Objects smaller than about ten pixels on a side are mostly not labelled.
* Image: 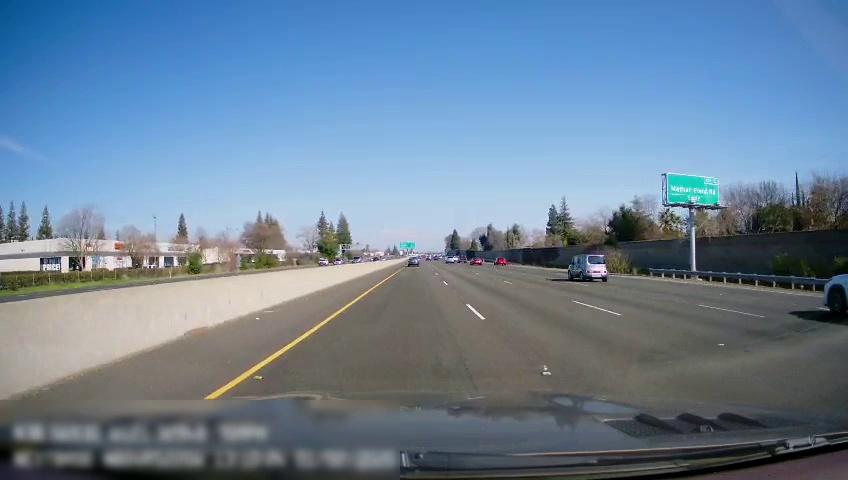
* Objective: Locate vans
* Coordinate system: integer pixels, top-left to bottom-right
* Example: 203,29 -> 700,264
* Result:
567,253 -> 609,282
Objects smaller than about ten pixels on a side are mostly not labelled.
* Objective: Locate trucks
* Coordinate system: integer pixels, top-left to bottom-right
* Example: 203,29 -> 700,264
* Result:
352,256 -> 363,264
318,257 -> 329,266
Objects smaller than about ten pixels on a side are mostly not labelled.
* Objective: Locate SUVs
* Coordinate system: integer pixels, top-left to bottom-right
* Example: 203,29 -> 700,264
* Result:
445,255 -> 456,264
822,274 -> 848,322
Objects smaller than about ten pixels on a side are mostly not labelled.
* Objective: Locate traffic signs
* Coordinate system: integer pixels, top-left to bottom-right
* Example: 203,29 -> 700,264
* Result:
399,241 -> 417,251
661,173 -> 721,206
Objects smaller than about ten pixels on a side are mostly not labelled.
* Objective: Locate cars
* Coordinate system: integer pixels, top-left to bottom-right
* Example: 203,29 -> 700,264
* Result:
469,256 -> 484,266
407,254 -> 422,267
493,256 -> 508,266
333,259 -> 345,266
